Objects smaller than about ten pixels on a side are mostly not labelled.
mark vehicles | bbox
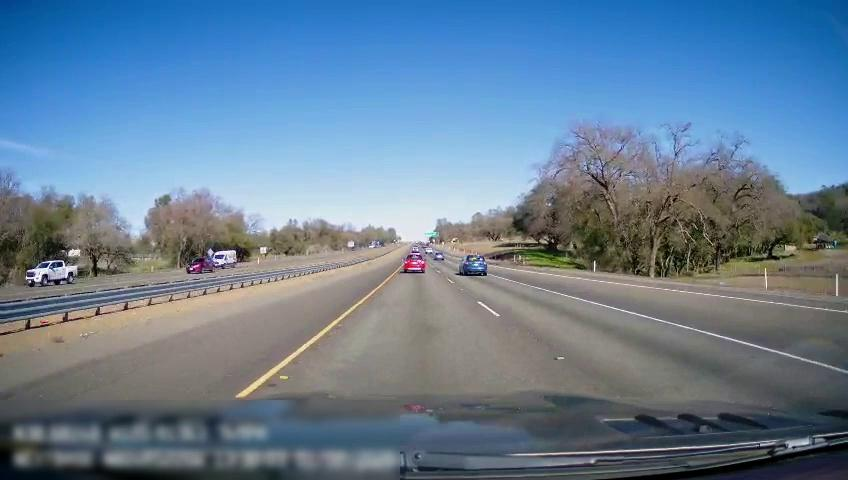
[434,251,445,260]
[208,250,237,270]
[24,260,79,287]
[459,255,488,277]
[186,257,214,274]
[402,256,425,273]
